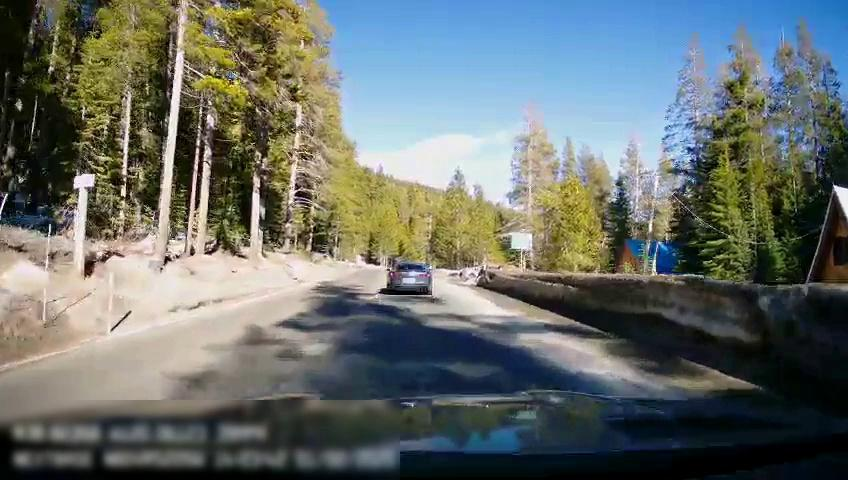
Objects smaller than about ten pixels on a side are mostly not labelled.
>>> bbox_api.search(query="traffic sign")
[511,232,531,249]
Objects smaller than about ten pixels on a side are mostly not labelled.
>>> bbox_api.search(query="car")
[385,260,434,294]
